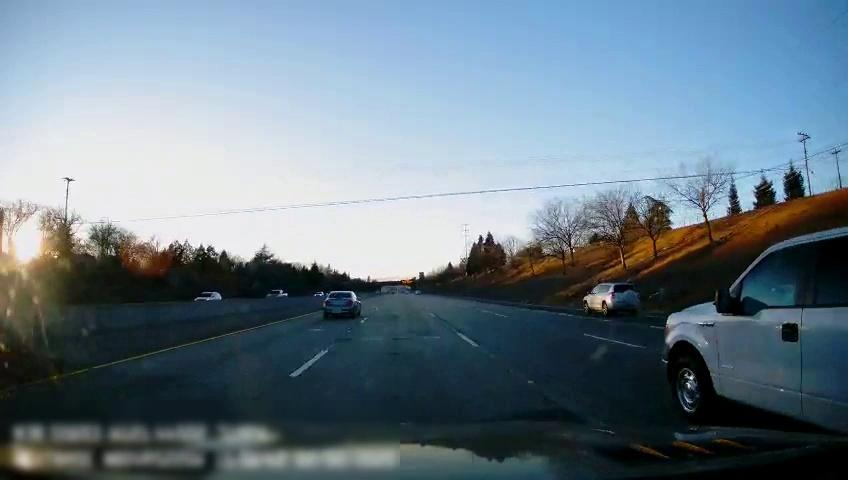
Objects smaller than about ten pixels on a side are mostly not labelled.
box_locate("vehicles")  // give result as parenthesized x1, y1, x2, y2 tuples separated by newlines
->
(322, 289, 363, 320)
(663, 228, 848, 435)
(266, 289, 288, 298)
(313, 291, 325, 297)
(583, 282, 641, 317)
(194, 291, 222, 301)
